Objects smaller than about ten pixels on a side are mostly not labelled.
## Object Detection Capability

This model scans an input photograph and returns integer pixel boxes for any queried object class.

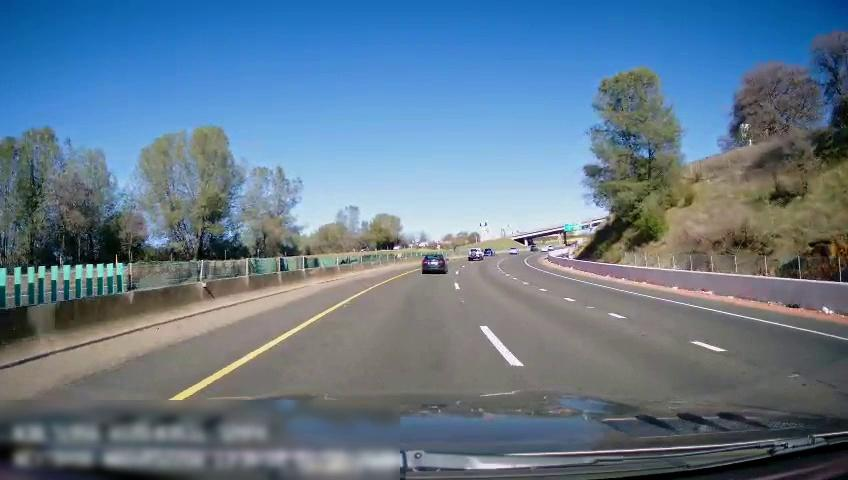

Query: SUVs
[467,247,485,261]
[509,247,518,255]
[483,248,497,257]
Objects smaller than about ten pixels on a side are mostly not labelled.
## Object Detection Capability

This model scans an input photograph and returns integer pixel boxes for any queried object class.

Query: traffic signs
[565,223,581,236]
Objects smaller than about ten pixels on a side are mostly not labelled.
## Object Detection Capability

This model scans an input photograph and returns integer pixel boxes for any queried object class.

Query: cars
[420,252,448,275]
